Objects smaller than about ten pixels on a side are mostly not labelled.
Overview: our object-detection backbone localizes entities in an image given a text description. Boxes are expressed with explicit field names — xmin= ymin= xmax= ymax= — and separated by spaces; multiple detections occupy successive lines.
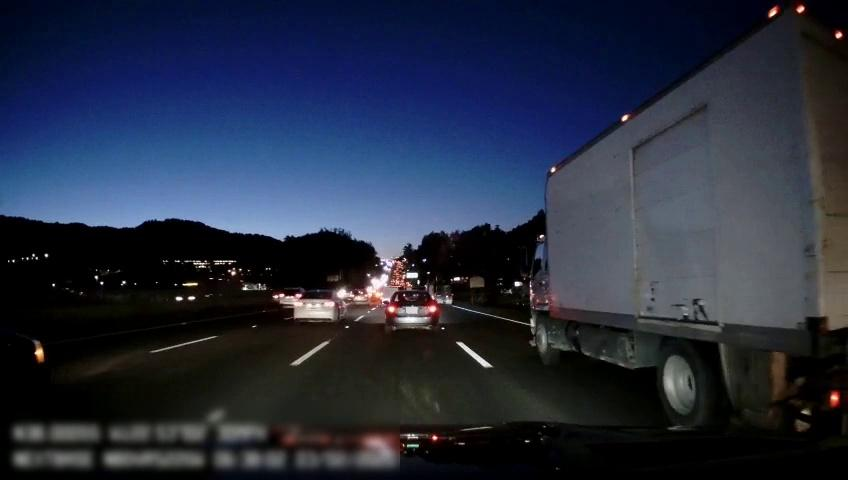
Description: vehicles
xmin=352 ymin=293 xmax=370 ymax=307
xmin=273 ymin=285 xmax=305 ymax=308
xmin=519 ymin=2 xmax=848 ymax=434
xmin=0 ymin=325 xmax=49 ymax=426
xmin=426 ymin=281 xmax=454 ymax=306
xmin=172 ymin=287 xmax=208 ymax=305
xmin=293 ymin=290 xmax=343 ymax=323
xmin=384 ymin=291 xmax=439 ymax=335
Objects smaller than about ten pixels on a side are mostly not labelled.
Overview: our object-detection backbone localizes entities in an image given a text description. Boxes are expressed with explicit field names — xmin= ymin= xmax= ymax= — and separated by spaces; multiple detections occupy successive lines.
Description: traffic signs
xmin=470 ymin=278 xmax=485 ymax=288
xmin=406 ymin=272 xmax=419 ymax=279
